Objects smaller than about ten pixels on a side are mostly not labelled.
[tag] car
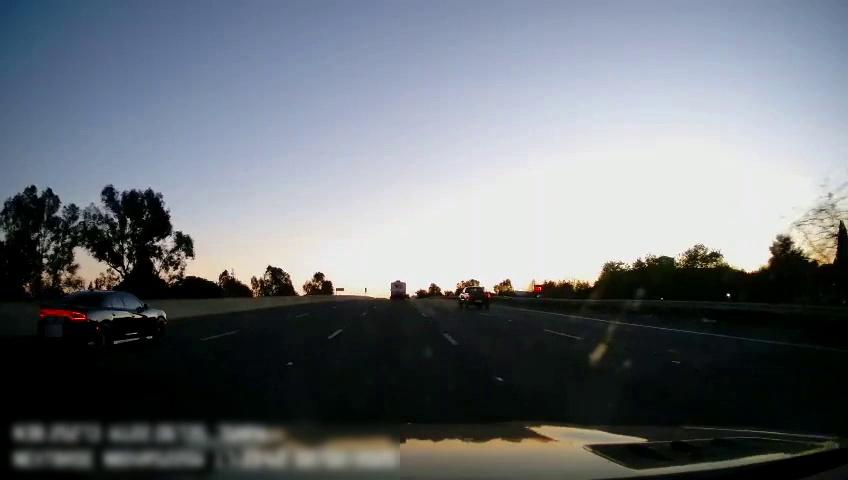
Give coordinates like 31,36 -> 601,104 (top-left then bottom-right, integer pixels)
37,290 -> 169,357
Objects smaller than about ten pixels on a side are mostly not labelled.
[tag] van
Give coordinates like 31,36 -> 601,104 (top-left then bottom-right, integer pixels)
390,282 -> 406,301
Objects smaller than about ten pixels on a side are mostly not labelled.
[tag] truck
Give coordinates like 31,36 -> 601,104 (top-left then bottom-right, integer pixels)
458,286 -> 490,308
